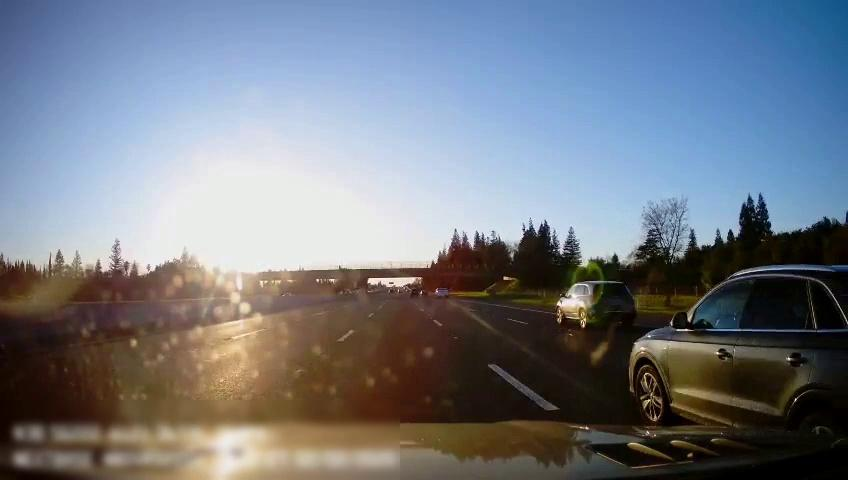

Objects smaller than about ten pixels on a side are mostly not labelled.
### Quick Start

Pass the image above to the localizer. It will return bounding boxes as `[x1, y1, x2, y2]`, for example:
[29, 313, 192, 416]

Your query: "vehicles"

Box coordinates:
[281, 291, 293, 297]
[433, 287, 449, 299]
[628, 263, 848, 438]
[555, 280, 638, 332]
